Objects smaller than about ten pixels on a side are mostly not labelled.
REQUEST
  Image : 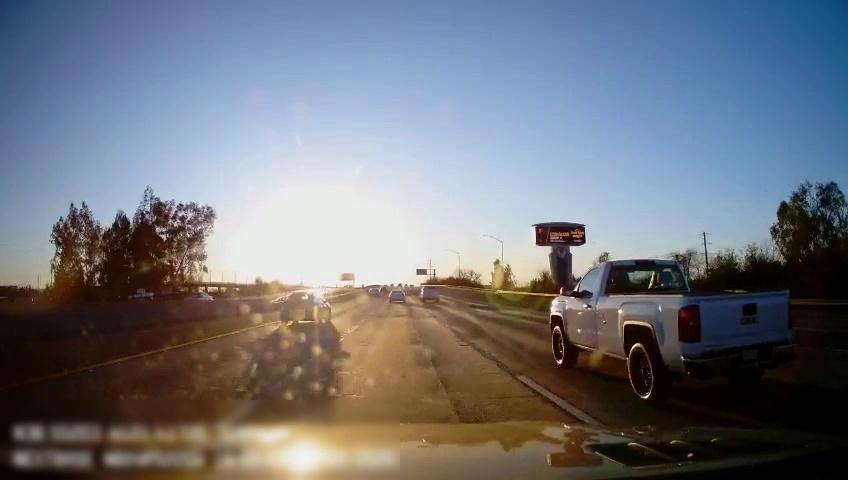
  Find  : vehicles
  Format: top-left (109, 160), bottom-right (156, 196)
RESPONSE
top-left (183, 291), bottom-right (213, 301)
top-left (549, 258), bottom-right (800, 408)
top-left (368, 287), bottom-right (382, 297)
top-left (0, 289), bottom-right (35, 308)
top-left (420, 285), bottom-right (440, 303)
top-left (115, 288), bottom-right (154, 303)
top-left (280, 291), bottom-right (333, 329)
top-left (388, 289), bottom-right (406, 304)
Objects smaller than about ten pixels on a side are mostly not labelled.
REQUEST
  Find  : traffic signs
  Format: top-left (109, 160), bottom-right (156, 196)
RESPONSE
top-left (416, 268), bottom-right (429, 275)
top-left (339, 273), bottom-right (355, 282)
